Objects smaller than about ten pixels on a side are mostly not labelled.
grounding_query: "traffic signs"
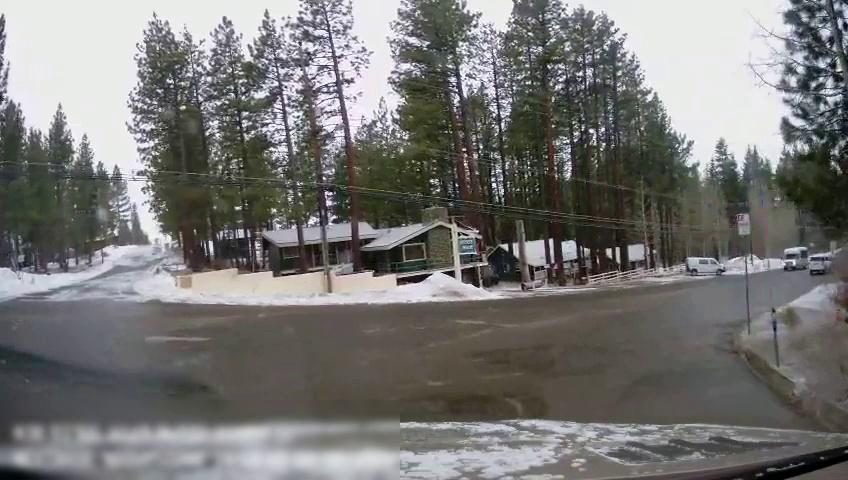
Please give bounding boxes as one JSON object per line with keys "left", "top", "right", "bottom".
{"left": 736, "top": 212, "right": 751, "bottom": 238}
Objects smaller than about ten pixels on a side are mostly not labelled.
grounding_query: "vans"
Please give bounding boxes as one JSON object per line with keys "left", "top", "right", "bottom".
{"left": 686, "top": 258, "right": 727, "bottom": 276}
{"left": 809, "top": 253, "right": 833, "bottom": 276}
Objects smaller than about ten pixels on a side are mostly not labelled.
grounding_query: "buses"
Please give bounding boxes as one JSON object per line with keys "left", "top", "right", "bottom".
{"left": 784, "top": 247, "right": 809, "bottom": 272}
